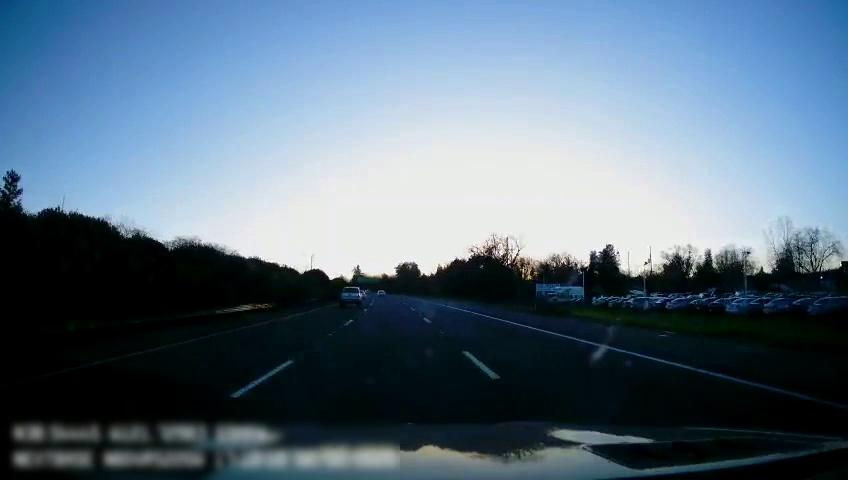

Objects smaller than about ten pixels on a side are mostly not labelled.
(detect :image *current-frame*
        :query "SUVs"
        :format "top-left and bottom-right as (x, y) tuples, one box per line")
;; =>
(749, 298), (774, 315)
(666, 297), (690, 310)
(708, 297), (737, 313)
(790, 297), (818, 314)
(811, 297), (848, 314)
(649, 297), (676, 310)
(689, 297), (716, 312)
(762, 298), (791, 314)
(725, 298), (757, 315)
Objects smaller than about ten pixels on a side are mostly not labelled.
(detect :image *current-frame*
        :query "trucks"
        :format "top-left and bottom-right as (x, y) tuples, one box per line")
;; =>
(340, 287), (363, 309)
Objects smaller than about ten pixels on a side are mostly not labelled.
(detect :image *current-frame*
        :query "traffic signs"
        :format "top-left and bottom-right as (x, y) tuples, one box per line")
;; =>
(358, 274), (384, 286)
